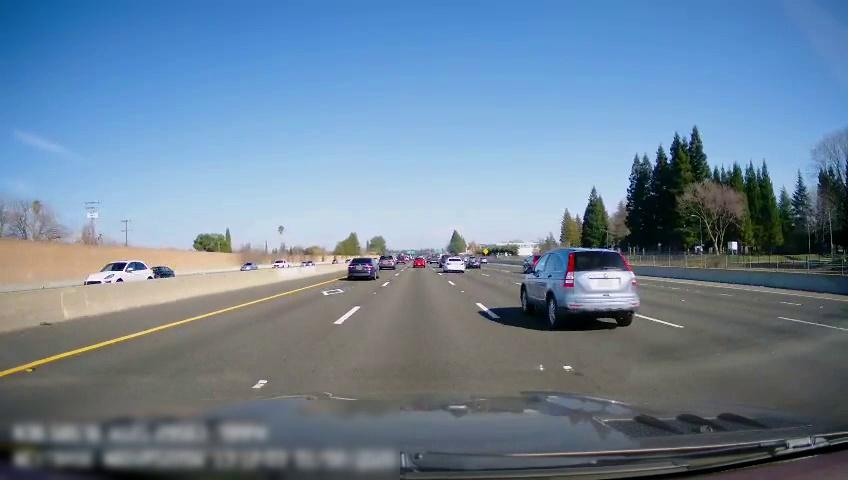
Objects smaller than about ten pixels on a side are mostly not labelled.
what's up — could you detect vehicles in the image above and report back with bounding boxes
[395,254,407,265]
[149,265,176,280]
[378,255,396,271]
[439,255,451,268]
[81,259,156,287]
[519,247,640,329]
[441,256,466,274]
[271,258,290,270]
[347,257,380,280]
[412,258,426,269]
[522,254,542,275]
[239,262,258,272]
[464,259,481,270]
